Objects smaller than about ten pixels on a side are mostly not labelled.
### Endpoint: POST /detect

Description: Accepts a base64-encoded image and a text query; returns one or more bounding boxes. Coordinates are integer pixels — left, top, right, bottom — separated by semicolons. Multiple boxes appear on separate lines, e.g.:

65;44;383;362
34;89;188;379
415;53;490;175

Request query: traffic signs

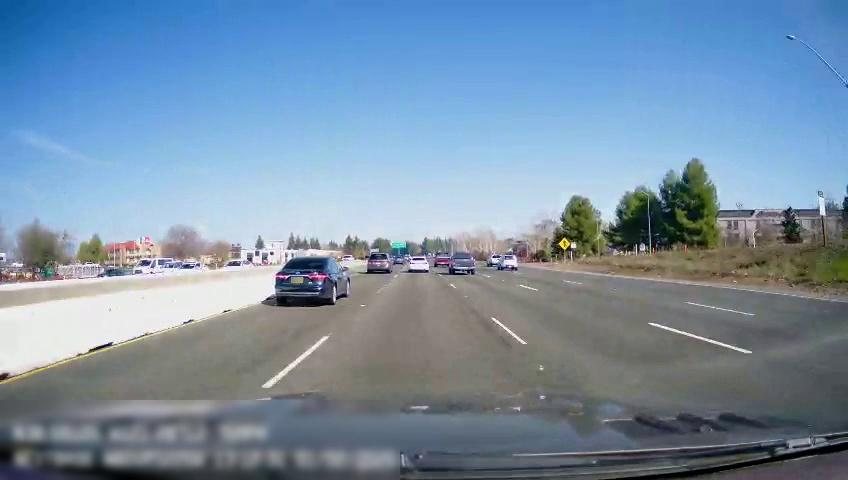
391;240;407;249
558;236;571;251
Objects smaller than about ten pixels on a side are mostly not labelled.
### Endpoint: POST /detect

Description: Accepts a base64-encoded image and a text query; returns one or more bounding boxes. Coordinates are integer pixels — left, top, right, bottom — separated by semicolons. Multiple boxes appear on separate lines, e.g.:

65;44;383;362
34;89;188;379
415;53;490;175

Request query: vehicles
178;261;210;273
434;252;450;268
496;254;518;271
405;255;429;273
160;260;187;275
95;267;128;279
447;252;476;276
393;256;404;265
273;256;352;306
131;257;175;276
222;258;255;273
341;254;356;264
367;252;391;274
485;254;504;268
